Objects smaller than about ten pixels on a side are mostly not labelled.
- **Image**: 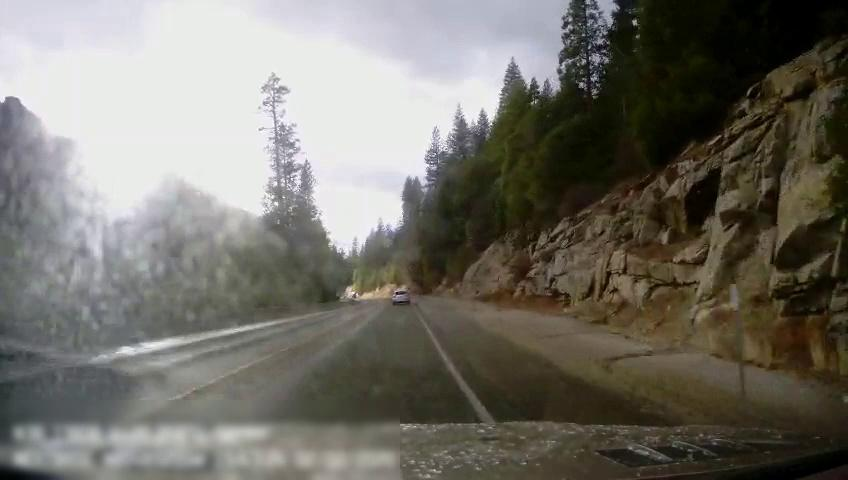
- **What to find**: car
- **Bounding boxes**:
[392,288,411,306]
